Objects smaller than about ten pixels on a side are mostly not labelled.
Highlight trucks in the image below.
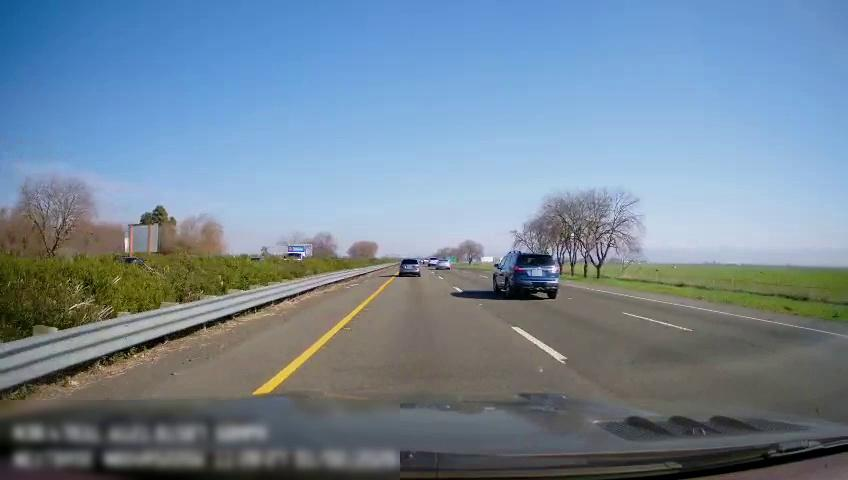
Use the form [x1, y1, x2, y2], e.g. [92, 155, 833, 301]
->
[284, 244, 313, 262]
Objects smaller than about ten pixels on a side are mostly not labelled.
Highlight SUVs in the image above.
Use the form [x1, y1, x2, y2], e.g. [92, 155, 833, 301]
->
[398, 258, 421, 278]
[435, 259, 451, 271]
[492, 252, 560, 301]
[427, 257, 439, 267]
